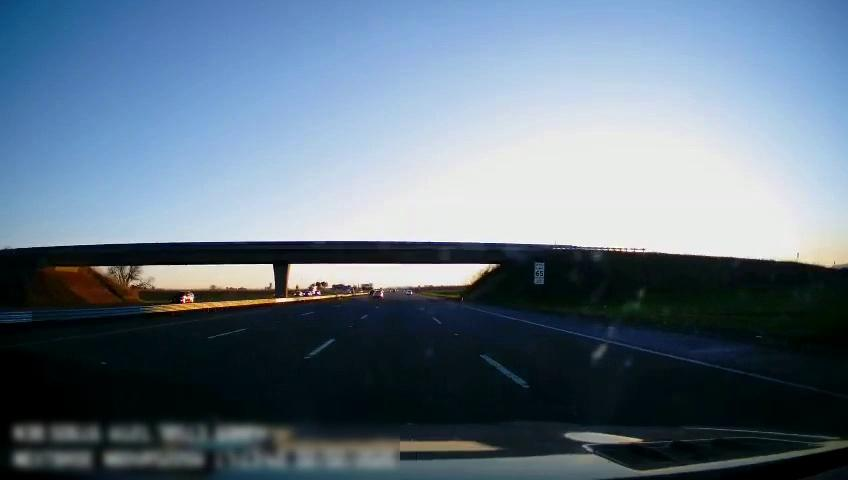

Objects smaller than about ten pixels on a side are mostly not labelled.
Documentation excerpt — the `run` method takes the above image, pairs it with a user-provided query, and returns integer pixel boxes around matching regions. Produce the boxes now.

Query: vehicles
[294,291,304,297]
[373,290,384,298]
[171,291,195,304]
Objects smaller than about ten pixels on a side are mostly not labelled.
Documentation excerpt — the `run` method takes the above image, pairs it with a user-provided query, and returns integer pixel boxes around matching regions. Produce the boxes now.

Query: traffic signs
[534,262,545,285]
